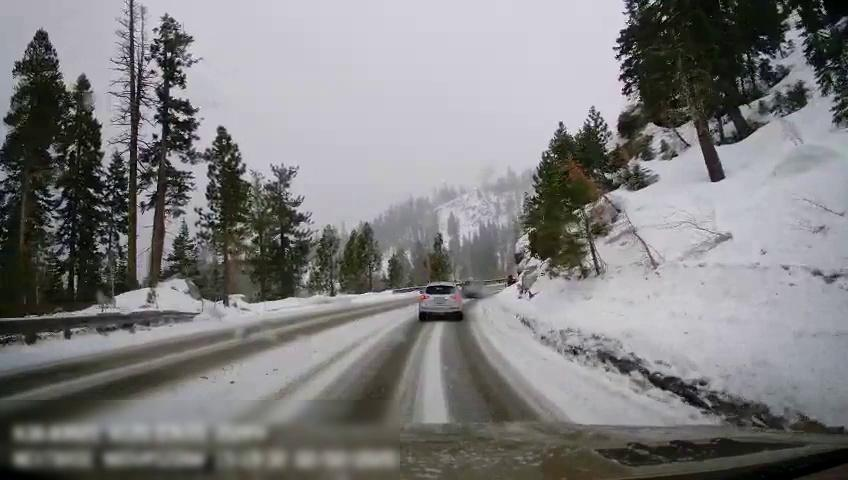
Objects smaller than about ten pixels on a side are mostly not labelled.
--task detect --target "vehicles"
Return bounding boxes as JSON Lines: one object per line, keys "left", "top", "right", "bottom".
{"left": 461, "top": 281, "right": 483, "bottom": 299}
{"left": 507, "top": 274, "right": 518, "bottom": 287}
{"left": 418, "top": 281, "right": 464, "bottom": 322}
